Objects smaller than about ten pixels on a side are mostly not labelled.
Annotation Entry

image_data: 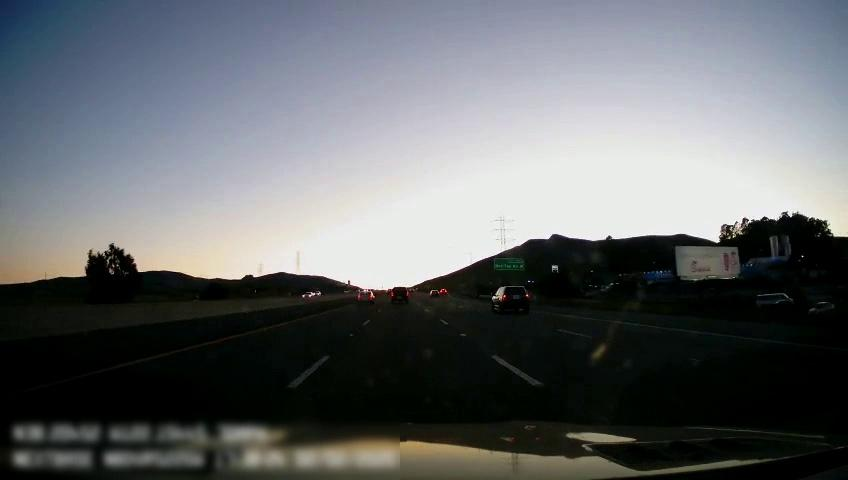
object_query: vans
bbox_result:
[756,293,794,307]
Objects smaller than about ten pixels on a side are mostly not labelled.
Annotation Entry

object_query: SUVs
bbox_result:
[391,287,409,304]
[491,286,529,313]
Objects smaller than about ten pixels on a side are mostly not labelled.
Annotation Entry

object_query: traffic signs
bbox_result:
[493,257,526,271]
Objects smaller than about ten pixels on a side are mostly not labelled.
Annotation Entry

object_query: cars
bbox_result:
[302,291,315,298]
[808,302,835,313]
[357,291,375,305]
